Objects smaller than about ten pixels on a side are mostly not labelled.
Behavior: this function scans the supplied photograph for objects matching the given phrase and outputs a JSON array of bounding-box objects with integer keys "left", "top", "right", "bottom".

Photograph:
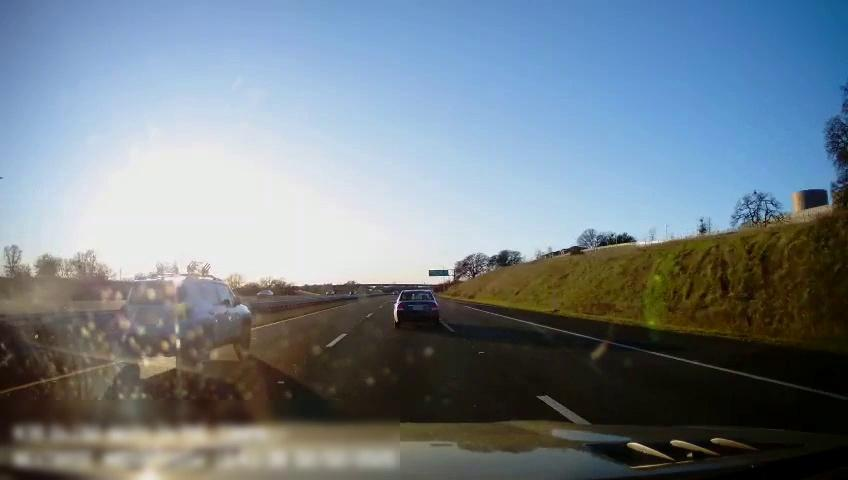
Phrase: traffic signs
[{"left": 428, "top": 268, "right": 448, "bottom": 277}]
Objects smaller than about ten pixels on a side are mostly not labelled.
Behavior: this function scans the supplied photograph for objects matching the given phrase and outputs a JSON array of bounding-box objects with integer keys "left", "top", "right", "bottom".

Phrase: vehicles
[
  {"left": 393, "top": 289, "right": 438, "bottom": 329},
  {"left": 325, "top": 290, "right": 335, "bottom": 296},
  {"left": 117, "top": 278, "right": 254, "bottom": 371},
  {"left": 256, "top": 289, "right": 274, "bottom": 299}
]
